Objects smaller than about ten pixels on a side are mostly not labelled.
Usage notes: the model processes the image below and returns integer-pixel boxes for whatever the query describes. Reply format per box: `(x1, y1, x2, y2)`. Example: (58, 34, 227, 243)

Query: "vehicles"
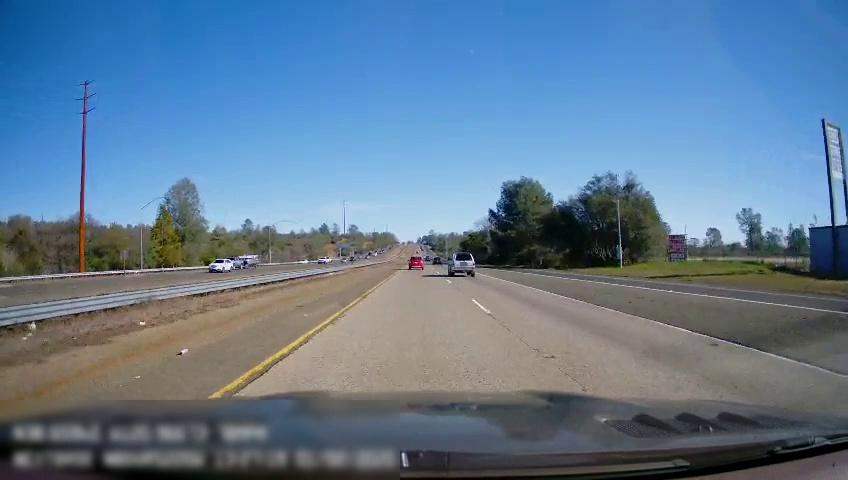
(239, 255, 258, 269)
(207, 258, 234, 273)
(318, 257, 331, 264)
(446, 251, 476, 278)
(408, 255, 425, 270)
(232, 257, 245, 270)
